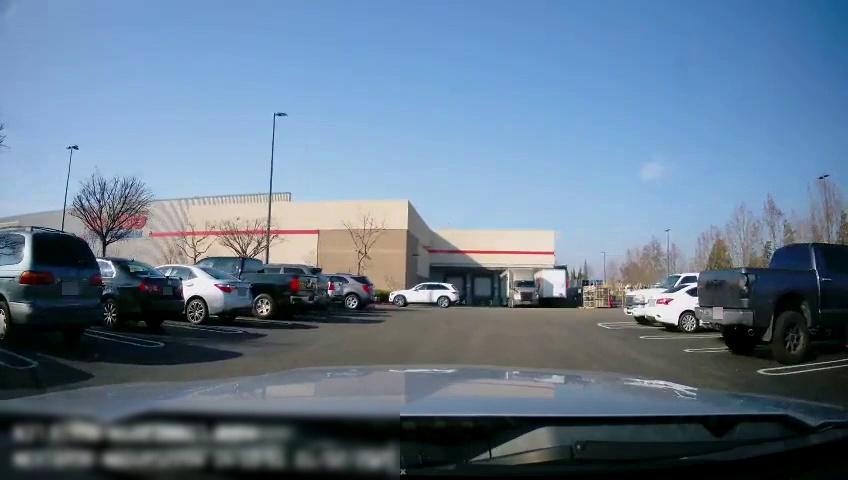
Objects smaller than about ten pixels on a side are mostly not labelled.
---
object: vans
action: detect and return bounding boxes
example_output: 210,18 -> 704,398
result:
0,225 -> 106,344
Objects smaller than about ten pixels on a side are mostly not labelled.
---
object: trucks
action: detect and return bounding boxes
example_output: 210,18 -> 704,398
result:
326,275 -> 343,297
622,272 -> 699,323
695,241 -> 848,366
535,268 -> 568,300
198,255 -> 321,322
499,268 -> 540,308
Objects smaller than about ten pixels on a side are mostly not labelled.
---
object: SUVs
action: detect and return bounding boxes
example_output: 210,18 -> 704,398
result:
333,272 -> 379,312
388,281 -> 459,308
265,263 -> 331,305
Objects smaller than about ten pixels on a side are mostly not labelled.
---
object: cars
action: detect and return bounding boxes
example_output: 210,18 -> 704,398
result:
94,255 -> 185,332
158,262 -> 255,325
645,281 -> 721,333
